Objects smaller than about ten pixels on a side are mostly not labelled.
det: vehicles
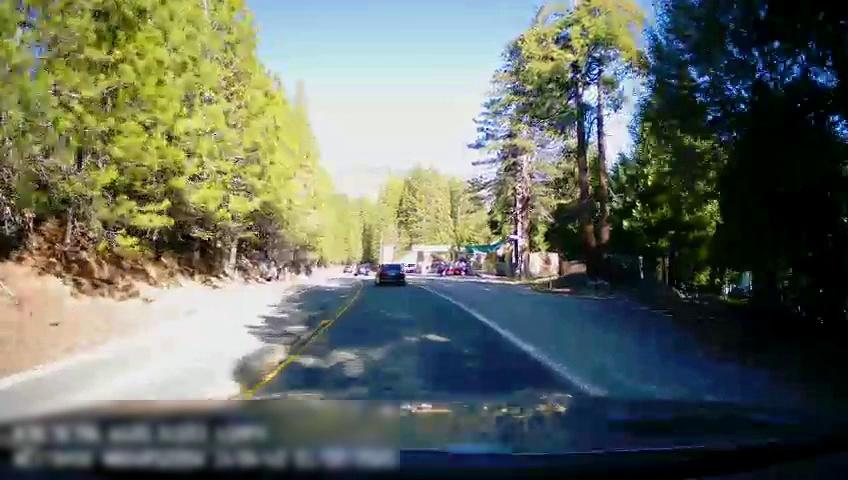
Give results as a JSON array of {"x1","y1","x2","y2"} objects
[
  {"x1": 438, "y1": 263, "x2": 465, "y2": 276},
  {"x1": 354, "y1": 265, "x2": 370, "y2": 277},
  {"x1": 375, "y1": 263, "x2": 406, "y2": 287}
]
